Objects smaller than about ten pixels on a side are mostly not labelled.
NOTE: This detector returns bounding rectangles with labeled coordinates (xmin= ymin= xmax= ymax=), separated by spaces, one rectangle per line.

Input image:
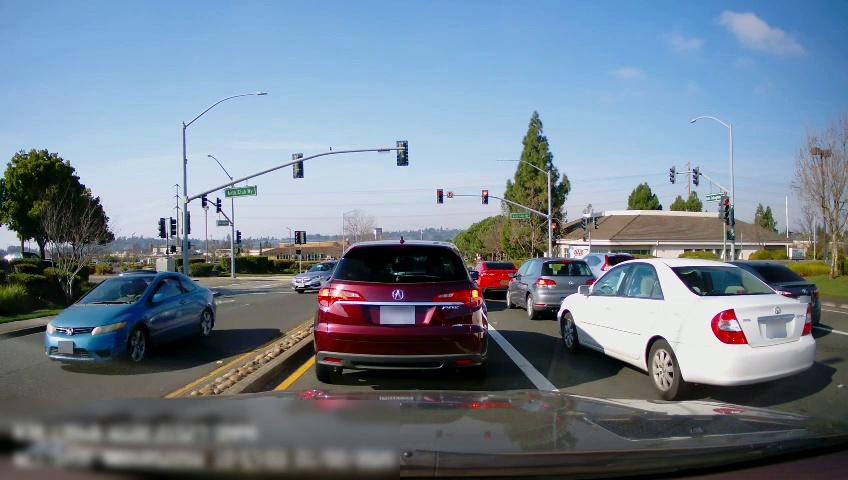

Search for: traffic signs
xmin=215 ymin=219 xmax=230 ymax=227
xmin=511 ymin=213 xmax=530 ymax=221
xmin=224 ymin=184 xmax=258 ymax=198
xmin=705 ymin=193 xmax=722 ymax=202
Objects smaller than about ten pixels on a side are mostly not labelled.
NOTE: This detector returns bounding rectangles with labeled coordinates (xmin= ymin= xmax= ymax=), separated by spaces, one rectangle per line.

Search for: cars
xmin=474 ymin=260 xmax=516 ymax=295
xmin=506 ymin=256 xmax=596 ymax=321
xmin=555 ymin=257 xmax=819 ymax=401
xmin=730 ymin=259 xmax=822 ymax=325
xmin=292 ymin=258 xmax=339 ymax=293
xmin=42 ymin=270 xmax=217 ymax=369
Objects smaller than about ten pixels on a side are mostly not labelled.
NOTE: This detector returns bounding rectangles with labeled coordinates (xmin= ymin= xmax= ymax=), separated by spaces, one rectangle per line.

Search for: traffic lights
xmin=435 ymin=188 xmax=445 ymax=205
xmin=169 ymin=217 xmax=178 ymax=238
xmin=693 ymin=168 xmax=700 ymax=186
xmin=200 ymin=194 xmax=208 ymax=208
xmin=593 ymin=216 xmax=601 ymax=230
xmin=292 ymin=151 xmax=305 ymax=178
xmin=302 ymin=231 xmax=307 ymax=244
xmin=668 ymin=168 xmax=676 ymax=183
xmin=216 ymin=197 xmax=223 ymax=214
xmin=294 ymin=231 xmax=301 ymax=244
xmin=395 ymin=137 xmax=411 ymax=168
xmin=236 ymin=230 xmax=243 ymax=243
xmin=583 ymin=216 xmax=590 ymax=230
xmin=159 ymin=218 xmax=167 ymax=237
xmin=481 ymin=188 xmax=490 ymax=207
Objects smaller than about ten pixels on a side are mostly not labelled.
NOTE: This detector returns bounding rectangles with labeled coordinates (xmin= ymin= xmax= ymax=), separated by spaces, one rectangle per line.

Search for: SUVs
xmin=311 ymin=241 xmax=489 ymax=383
xmin=583 ymin=251 xmax=633 ymax=279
